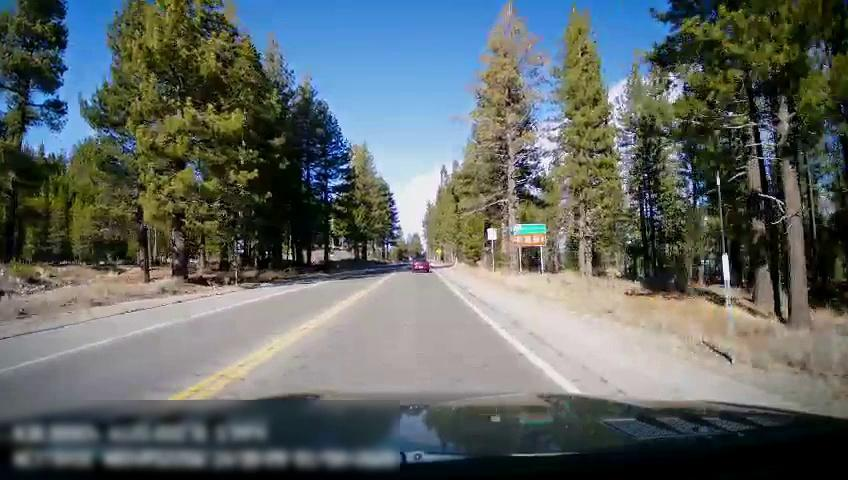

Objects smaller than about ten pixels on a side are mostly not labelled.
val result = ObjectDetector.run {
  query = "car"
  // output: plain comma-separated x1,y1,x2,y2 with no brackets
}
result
412,257,430,273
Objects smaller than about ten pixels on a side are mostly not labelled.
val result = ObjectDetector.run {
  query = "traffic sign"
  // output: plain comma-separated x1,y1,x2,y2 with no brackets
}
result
514,222,547,249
